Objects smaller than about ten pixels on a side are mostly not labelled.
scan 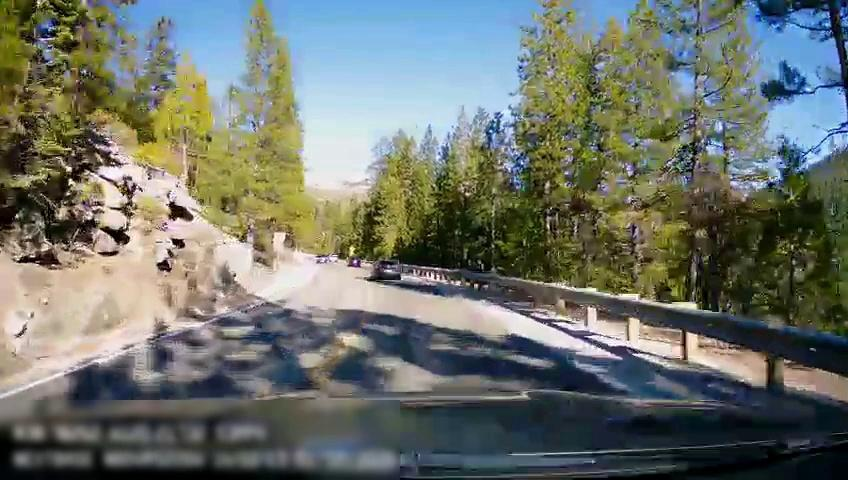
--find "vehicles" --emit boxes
[314,254,328,265]
[347,257,362,268]
[370,258,400,280]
